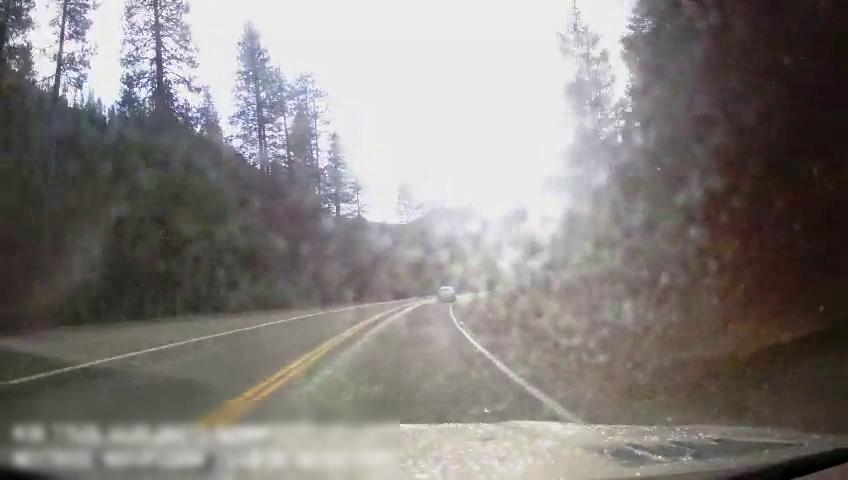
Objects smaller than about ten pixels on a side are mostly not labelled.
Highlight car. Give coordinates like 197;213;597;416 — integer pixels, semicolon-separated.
437;286;456;303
